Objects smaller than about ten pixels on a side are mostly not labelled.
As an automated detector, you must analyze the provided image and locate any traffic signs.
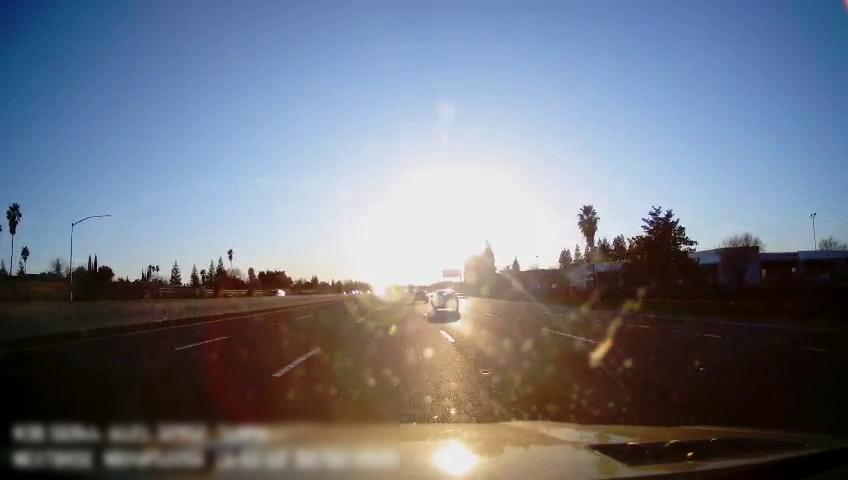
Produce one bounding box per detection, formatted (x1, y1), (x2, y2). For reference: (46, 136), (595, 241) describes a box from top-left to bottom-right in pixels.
(442, 269), (461, 278)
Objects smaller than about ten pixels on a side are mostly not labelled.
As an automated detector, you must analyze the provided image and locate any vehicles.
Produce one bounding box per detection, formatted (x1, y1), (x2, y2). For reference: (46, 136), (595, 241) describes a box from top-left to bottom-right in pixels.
(430, 289), (459, 314)
(263, 288), (286, 297)
(413, 290), (429, 304)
